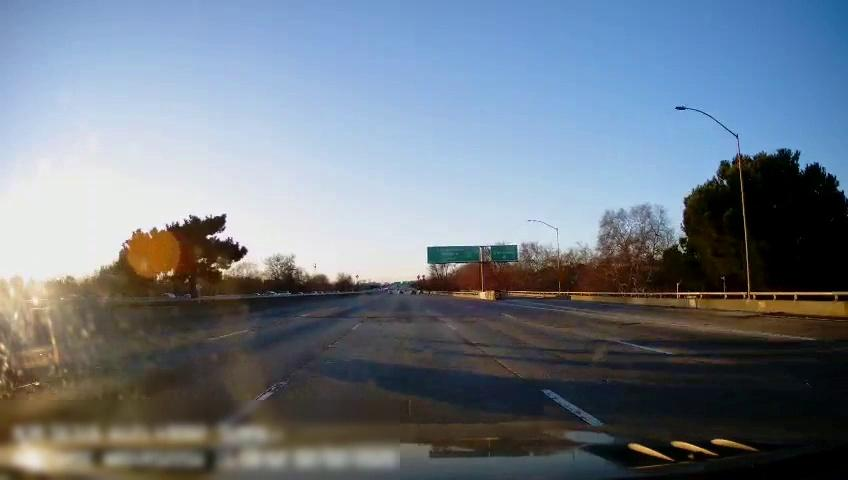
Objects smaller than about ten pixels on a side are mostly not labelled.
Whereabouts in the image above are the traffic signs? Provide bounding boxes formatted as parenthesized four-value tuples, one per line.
(425, 246, 480, 264)
(490, 244, 519, 261)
